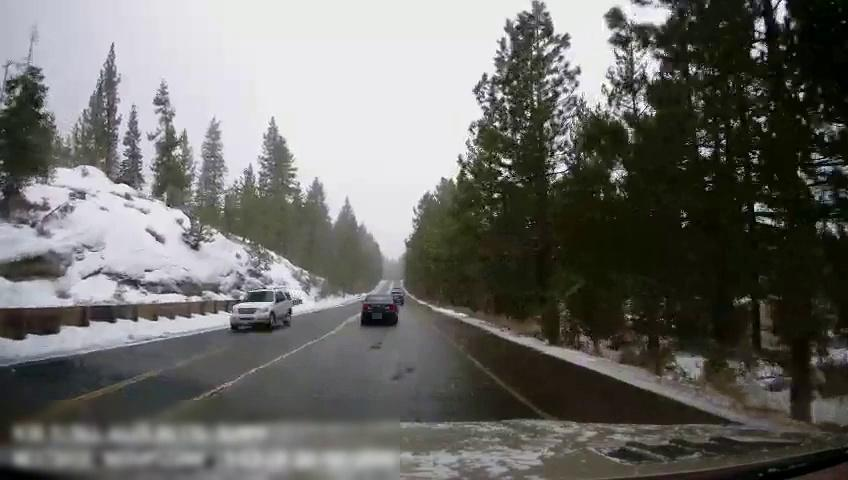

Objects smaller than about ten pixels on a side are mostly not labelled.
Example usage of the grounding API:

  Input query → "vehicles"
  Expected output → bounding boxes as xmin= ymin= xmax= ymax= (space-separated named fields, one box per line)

xmin=388 ymin=291 xmax=404 ymax=305
xmin=360 ymin=293 xmax=400 ymax=326
xmin=228 ymin=286 xmax=293 ymax=332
